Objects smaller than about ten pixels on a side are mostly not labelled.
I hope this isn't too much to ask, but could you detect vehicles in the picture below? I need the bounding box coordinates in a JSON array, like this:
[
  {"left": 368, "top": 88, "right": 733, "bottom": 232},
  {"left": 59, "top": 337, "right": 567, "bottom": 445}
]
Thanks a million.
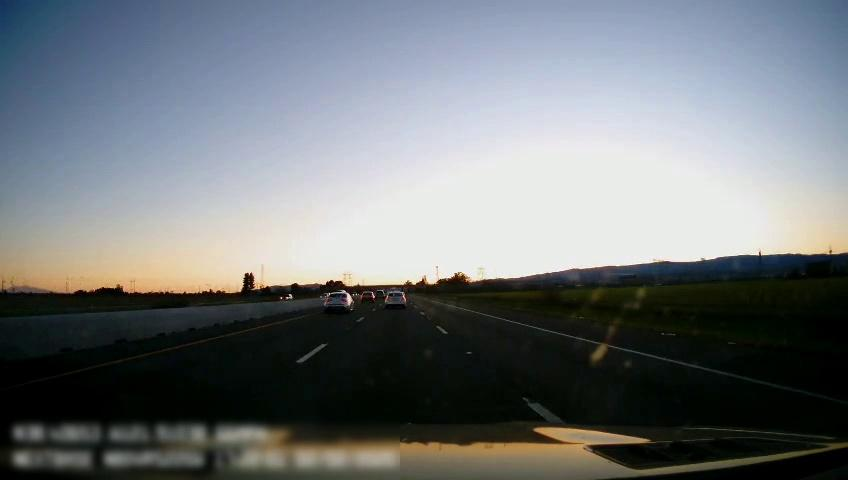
[
  {"left": 279, "top": 293, "right": 293, "bottom": 301},
  {"left": 360, "top": 290, "right": 376, "bottom": 304},
  {"left": 384, "top": 290, "right": 407, "bottom": 308},
  {"left": 323, "top": 291, "right": 353, "bottom": 313}
]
